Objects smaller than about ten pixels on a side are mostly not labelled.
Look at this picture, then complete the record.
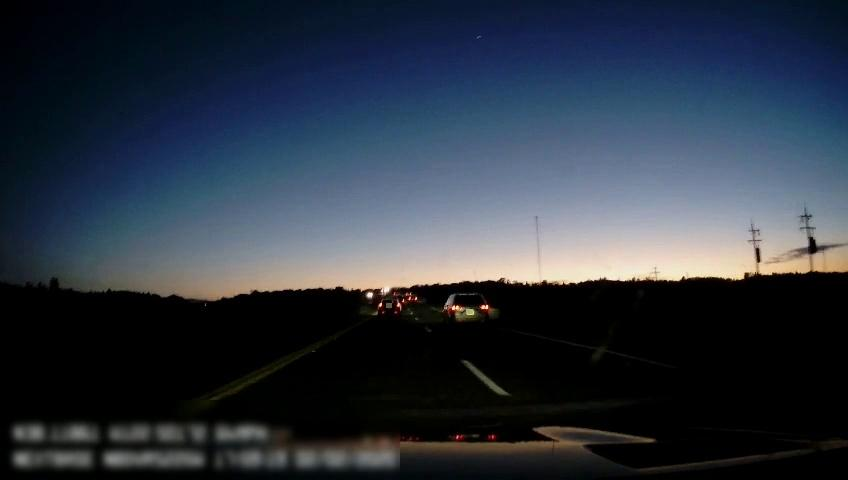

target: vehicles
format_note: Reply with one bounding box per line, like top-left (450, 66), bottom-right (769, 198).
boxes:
top-left (442, 294), bottom-right (492, 332)
top-left (378, 299), bottom-right (400, 317)
top-left (407, 294), bottom-right (418, 304)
